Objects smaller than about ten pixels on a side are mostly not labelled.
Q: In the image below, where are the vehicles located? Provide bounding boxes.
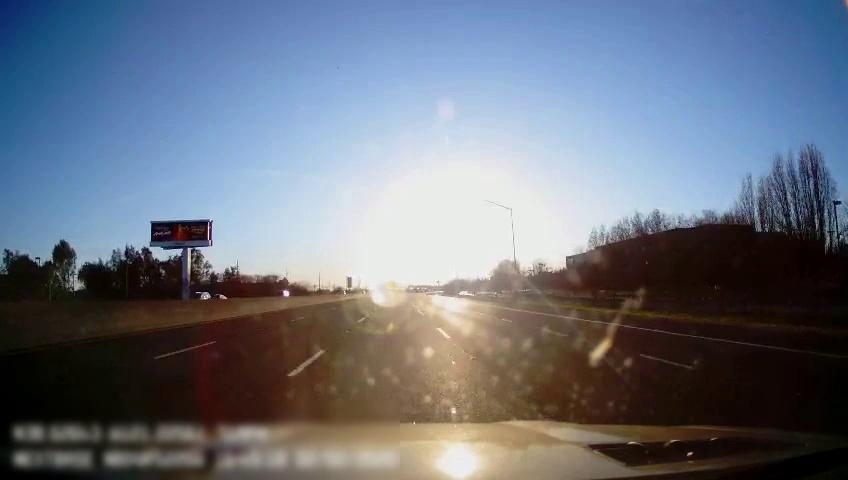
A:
[190,292,212,301]
[209,294,227,301]
[271,290,290,299]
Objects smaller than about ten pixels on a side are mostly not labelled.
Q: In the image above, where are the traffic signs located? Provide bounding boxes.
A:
[347,277,352,288]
